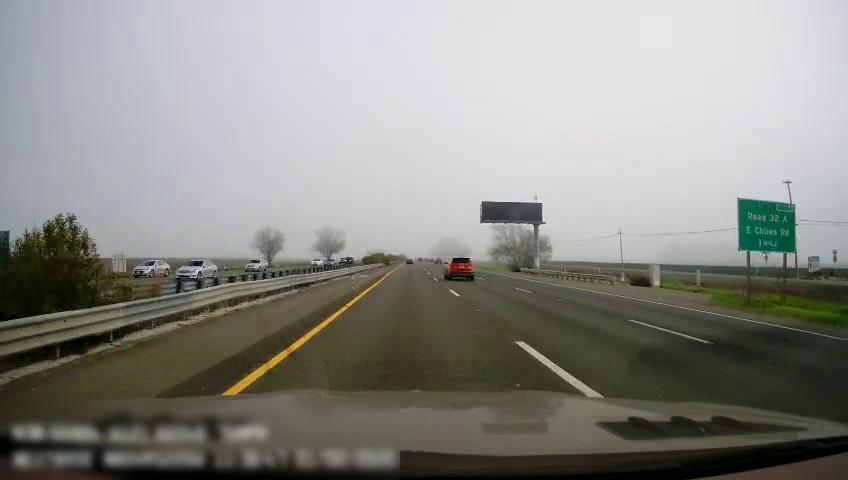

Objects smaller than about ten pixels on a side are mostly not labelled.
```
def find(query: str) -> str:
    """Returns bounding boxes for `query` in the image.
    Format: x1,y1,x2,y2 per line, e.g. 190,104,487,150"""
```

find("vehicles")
244,258,269,273
175,258,218,281
343,256,354,265
324,258,339,265
443,256,476,282
132,260,170,279
311,258,324,267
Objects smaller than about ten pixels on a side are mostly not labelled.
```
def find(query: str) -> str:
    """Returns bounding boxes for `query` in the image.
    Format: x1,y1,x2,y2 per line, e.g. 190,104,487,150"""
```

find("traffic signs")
737,197,797,253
